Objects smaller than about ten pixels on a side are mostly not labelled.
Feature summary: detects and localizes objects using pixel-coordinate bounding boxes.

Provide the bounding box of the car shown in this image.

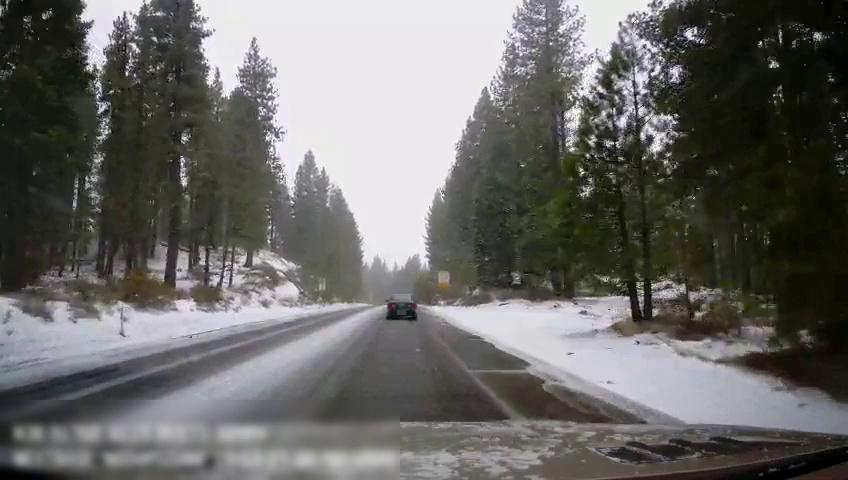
[385,293,418,321]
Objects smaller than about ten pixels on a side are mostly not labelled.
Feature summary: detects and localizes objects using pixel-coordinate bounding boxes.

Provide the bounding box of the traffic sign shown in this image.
[438,271,450,283]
